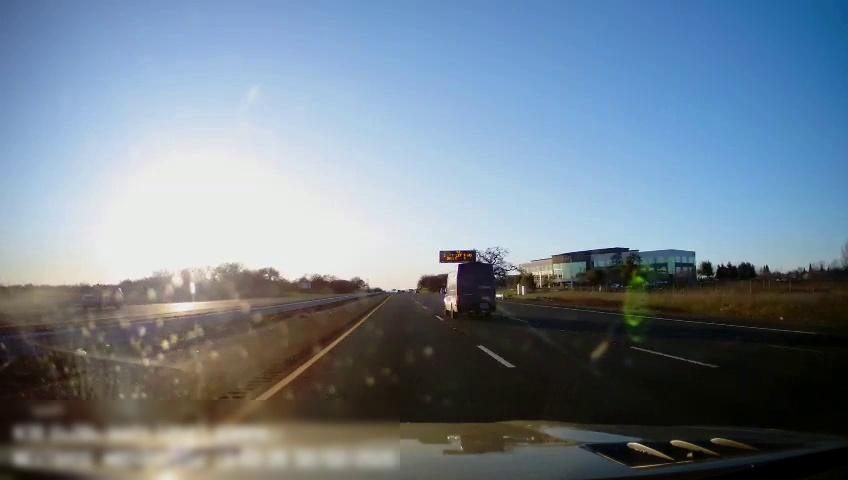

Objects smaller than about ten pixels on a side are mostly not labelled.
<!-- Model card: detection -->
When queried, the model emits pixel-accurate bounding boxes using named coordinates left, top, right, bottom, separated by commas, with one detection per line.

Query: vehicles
left=440, top=263, right=497, bottom=321
left=79, top=286, right=124, bottom=311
